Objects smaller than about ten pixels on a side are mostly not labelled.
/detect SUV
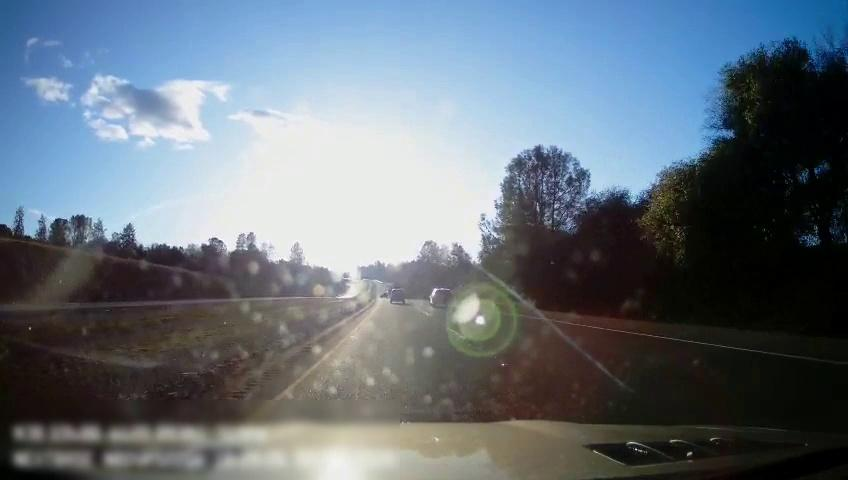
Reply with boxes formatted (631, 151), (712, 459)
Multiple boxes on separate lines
(430, 288), (453, 307)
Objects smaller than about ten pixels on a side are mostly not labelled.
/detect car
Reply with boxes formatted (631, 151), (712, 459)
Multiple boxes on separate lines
(390, 290), (405, 304)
